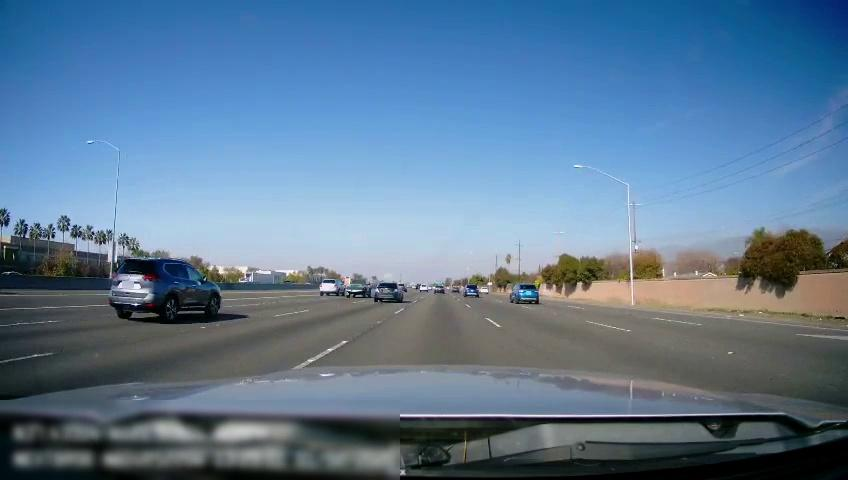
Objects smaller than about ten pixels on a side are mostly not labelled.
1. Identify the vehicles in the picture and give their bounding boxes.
[463,284,479,298]
[319,278,345,297]
[0,271,23,276]
[509,283,539,305]
[433,285,446,295]
[107,257,222,324]
[344,278,372,299]
[373,282,405,303]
